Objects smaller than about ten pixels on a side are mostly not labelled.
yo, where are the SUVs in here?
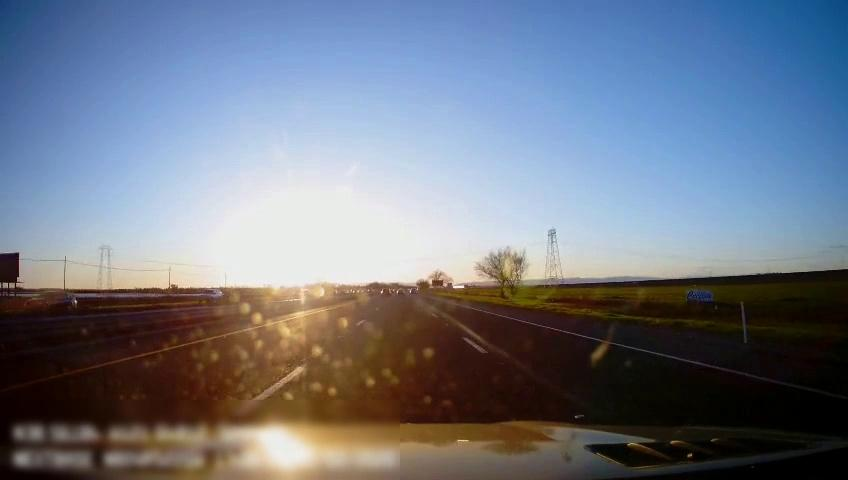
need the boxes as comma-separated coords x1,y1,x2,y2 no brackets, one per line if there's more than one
197,288,225,304
24,292,77,314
